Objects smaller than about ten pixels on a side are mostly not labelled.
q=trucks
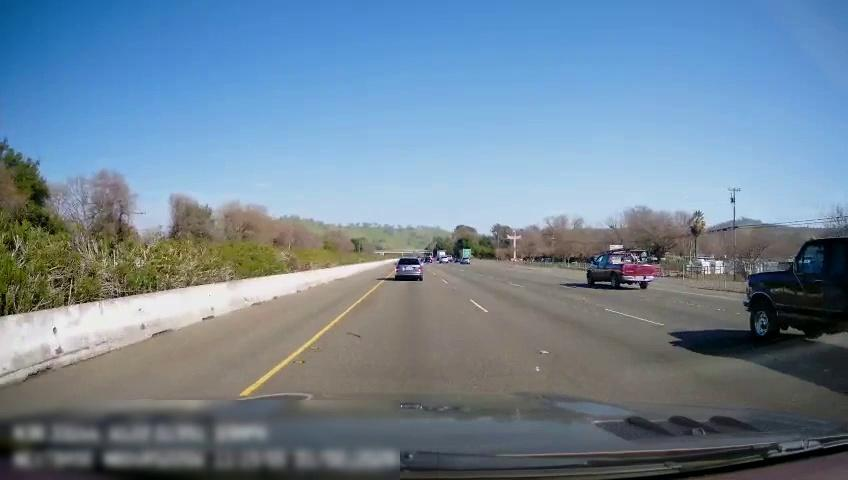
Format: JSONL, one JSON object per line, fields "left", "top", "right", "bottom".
{"left": 461, "top": 248, "right": 473, "bottom": 259}
{"left": 436, "top": 250, "right": 446, "bottom": 262}
{"left": 741, "top": 235, "right": 848, "bottom": 345}
{"left": 585, "top": 247, "right": 657, "bottom": 290}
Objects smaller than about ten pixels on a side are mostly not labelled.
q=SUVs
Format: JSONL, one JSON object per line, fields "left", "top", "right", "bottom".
{"left": 393, "top": 255, "right": 423, "bottom": 280}
{"left": 439, "top": 255, "right": 449, "bottom": 264}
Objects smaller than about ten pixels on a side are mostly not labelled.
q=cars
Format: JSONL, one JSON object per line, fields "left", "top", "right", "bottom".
{"left": 460, "top": 257, "right": 471, "bottom": 265}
